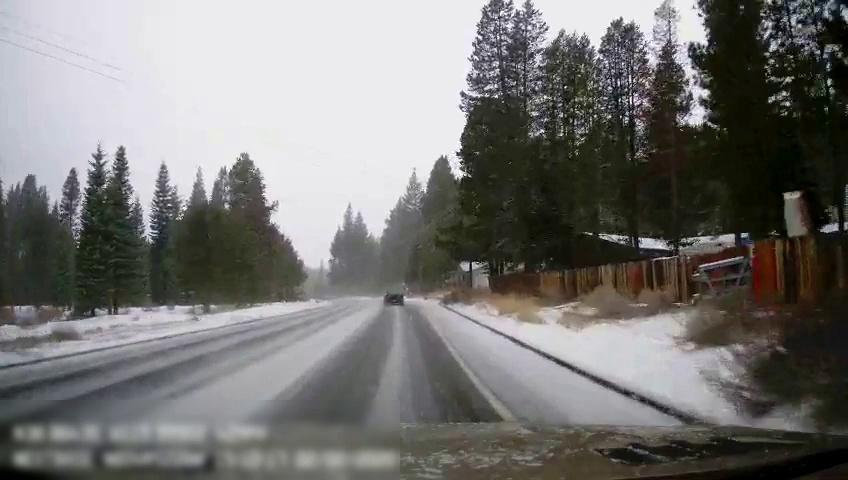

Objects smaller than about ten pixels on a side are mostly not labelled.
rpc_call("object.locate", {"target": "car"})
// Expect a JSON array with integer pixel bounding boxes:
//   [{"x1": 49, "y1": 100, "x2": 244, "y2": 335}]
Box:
[{"x1": 383, "y1": 288, "x2": 405, "y2": 307}]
